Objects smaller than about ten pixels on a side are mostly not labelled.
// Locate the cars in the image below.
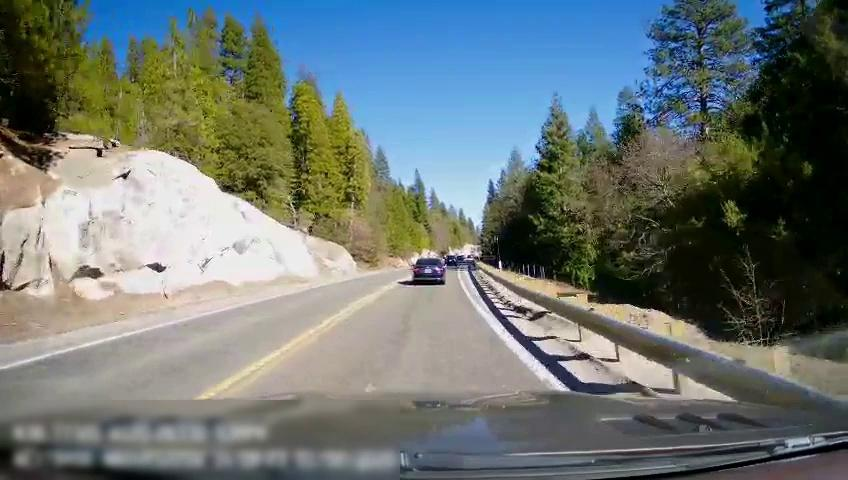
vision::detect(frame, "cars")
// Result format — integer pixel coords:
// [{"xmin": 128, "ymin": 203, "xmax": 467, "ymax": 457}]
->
[
  {"xmin": 443, "ymin": 255, "xmax": 458, "ymax": 266},
  {"xmin": 412, "ymin": 258, "xmax": 446, "ymax": 285}
]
